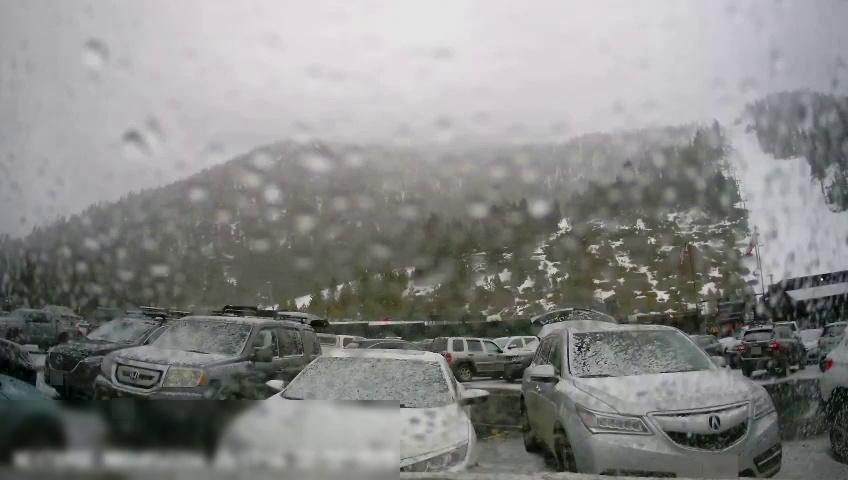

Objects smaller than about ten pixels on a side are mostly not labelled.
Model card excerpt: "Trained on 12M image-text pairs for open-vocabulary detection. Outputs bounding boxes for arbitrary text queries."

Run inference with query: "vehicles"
[817,322,848,373]
[0,372,70,467]
[0,337,37,388]
[688,335,726,357]
[318,332,368,349]
[772,321,800,333]
[520,321,785,480]
[492,338,544,380]
[737,327,806,378]
[92,315,322,458]
[821,332,848,465]
[214,348,491,473]
[0,308,79,354]
[44,318,170,403]
[800,329,823,361]
[342,338,425,351]
[428,336,504,383]
[493,336,537,352]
